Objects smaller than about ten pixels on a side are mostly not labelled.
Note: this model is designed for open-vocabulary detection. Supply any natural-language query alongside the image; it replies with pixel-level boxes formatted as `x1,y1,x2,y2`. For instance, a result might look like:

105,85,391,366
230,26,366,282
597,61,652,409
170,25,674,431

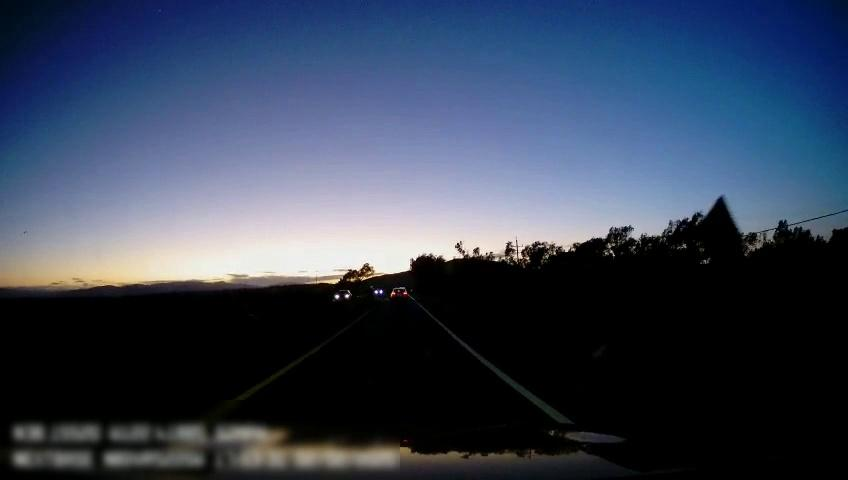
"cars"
390,287,409,302
332,289,353,302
